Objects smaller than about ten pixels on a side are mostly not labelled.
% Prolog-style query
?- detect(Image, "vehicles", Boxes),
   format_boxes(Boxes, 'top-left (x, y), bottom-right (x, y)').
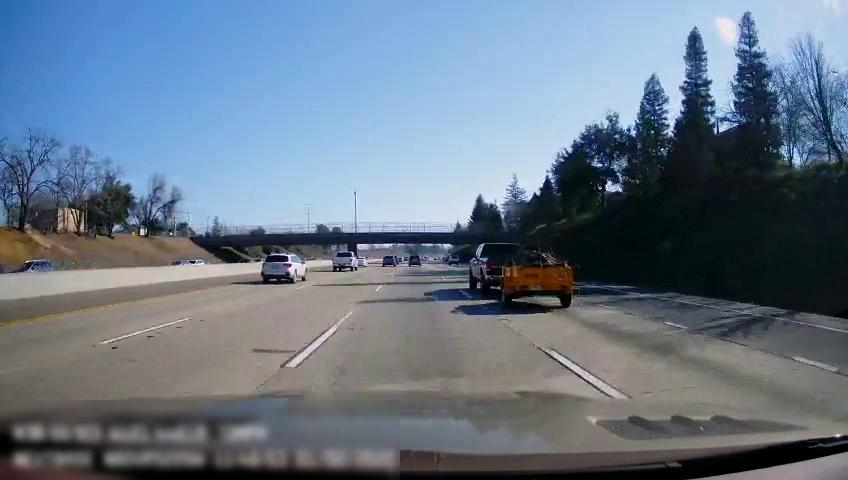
top-left (260, 254), bottom-right (310, 284)
top-left (499, 261), bottom-right (574, 310)
top-left (359, 256), bottom-right (369, 267)
top-left (381, 254), bottom-right (397, 267)
top-left (333, 250), bottom-right (361, 272)
top-left (171, 260), bottom-right (189, 266)
top-left (13, 260), bottom-right (64, 273)
top-left (408, 254), bottom-right (421, 266)
top-left (448, 255), bottom-right (460, 265)
top-left (468, 242), bottom-right (520, 294)
top-left (188, 260), bottom-right (205, 265)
